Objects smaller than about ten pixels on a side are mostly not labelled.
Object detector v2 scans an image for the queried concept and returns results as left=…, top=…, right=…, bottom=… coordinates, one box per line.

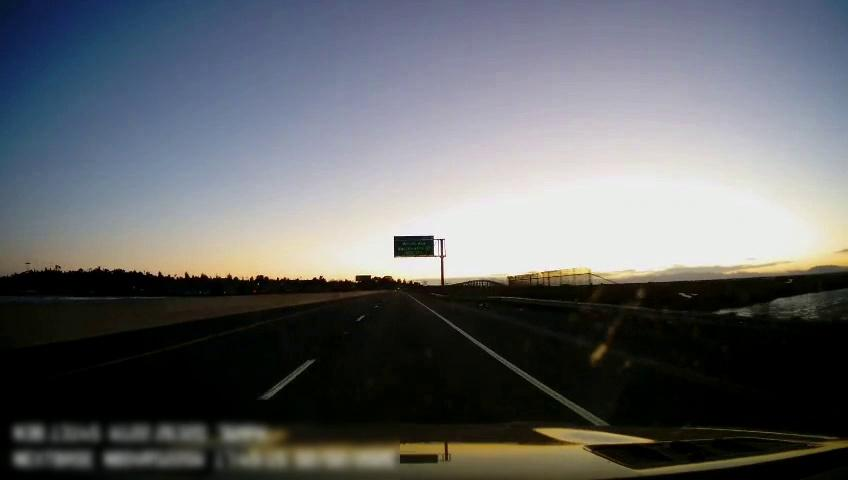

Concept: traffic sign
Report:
left=393, top=234, right=435, bottom=259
